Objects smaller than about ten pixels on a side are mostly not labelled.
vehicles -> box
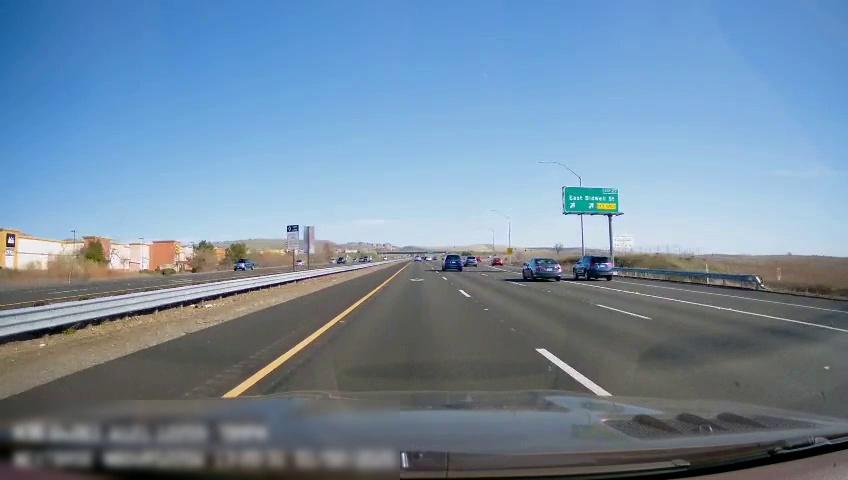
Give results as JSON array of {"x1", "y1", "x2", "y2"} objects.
[
  {"x1": 233, "y1": 258, "x2": 257, "y2": 273},
  {"x1": 442, "y1": 255, "x2": 462, "y2": 271},
  {"x1": 490, "y1": 257, "x2": 504, "y2": 267},
  {"x1": 463, "y1": 256, "x2": 478, "y2": 267},
  {"x1": 521, "y1": 257, "x2": 562, "y2": 282},
  {"x1": 572, "y1": 255, "x2": 614, "y2": 281},
  {"x1": 336, "y1": 256, "x2": 348, "y2": 265}
]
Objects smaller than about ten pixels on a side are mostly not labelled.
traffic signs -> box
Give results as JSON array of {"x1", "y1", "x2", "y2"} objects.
[{"x1": 564, "y1": 186, "x2": 619, "y2": 213}]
